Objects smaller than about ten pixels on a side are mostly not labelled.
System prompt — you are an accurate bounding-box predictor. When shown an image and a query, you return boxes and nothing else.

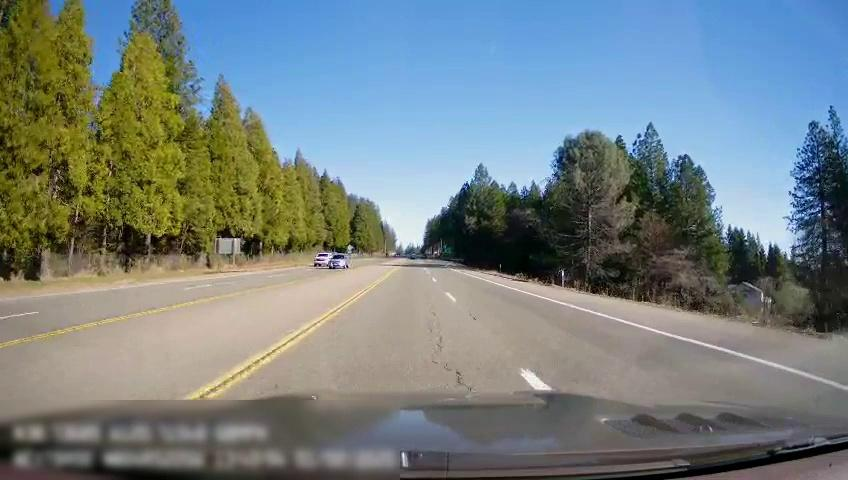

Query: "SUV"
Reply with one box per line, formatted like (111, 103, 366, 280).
(313, 252, 335, 268)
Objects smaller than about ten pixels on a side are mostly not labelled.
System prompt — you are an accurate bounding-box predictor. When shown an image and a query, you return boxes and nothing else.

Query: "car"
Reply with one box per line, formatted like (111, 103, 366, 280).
(328, 253, 351, 270)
